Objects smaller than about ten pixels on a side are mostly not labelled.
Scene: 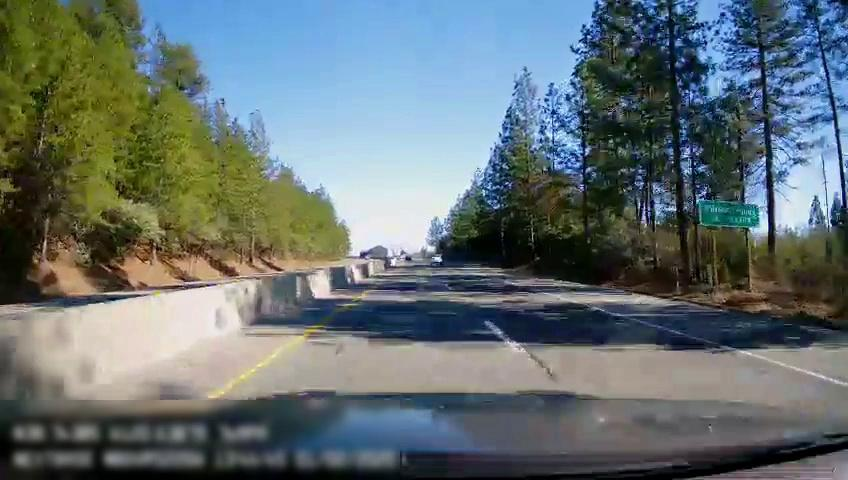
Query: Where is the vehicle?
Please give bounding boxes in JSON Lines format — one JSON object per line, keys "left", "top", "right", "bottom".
{"left": 430, "top": 254, "right": 443, "bottom": 265}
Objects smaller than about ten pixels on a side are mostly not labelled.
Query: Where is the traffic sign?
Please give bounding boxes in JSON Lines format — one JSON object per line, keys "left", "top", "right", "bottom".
{"left": 698, "top": 199, "right": 761, "bottom": 229}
